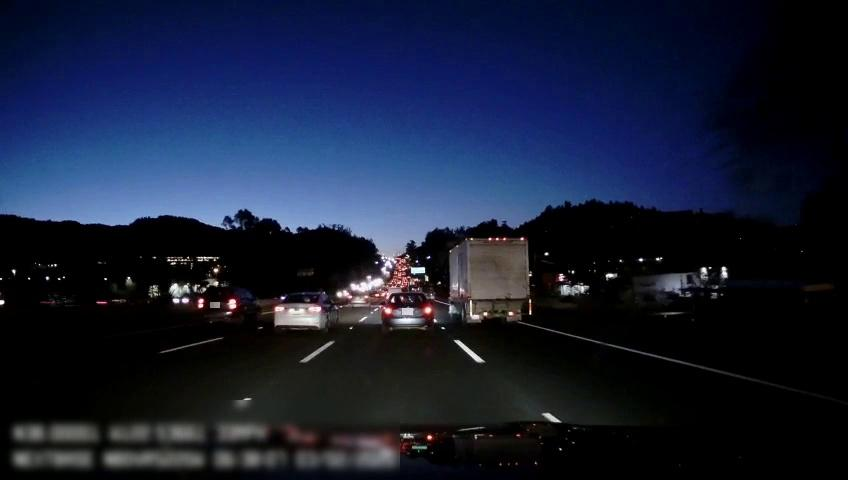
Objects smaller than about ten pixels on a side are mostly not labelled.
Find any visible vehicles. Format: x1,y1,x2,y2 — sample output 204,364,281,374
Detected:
171,292,199,308
197,285,263,327
447,236,533,329
352,294,370,308
412,280,438,306
272,293,340,336
379,291,437,339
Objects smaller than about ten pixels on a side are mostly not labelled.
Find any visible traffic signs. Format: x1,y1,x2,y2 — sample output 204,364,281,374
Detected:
411,267,425,274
